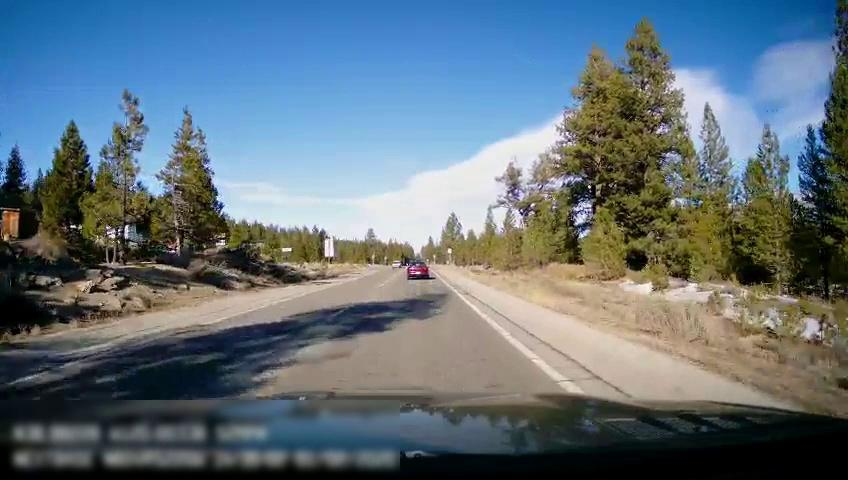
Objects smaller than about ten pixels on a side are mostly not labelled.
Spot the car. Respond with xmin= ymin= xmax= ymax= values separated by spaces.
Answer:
xmin=406 ymin=261 xmax=430 ymax=281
